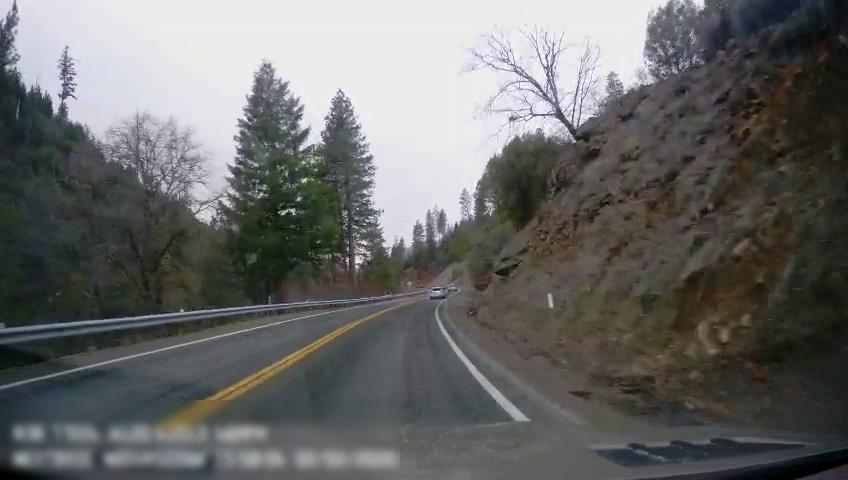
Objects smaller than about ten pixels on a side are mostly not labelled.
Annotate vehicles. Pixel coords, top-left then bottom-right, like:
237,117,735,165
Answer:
448,283,457,292
430,286,446,300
